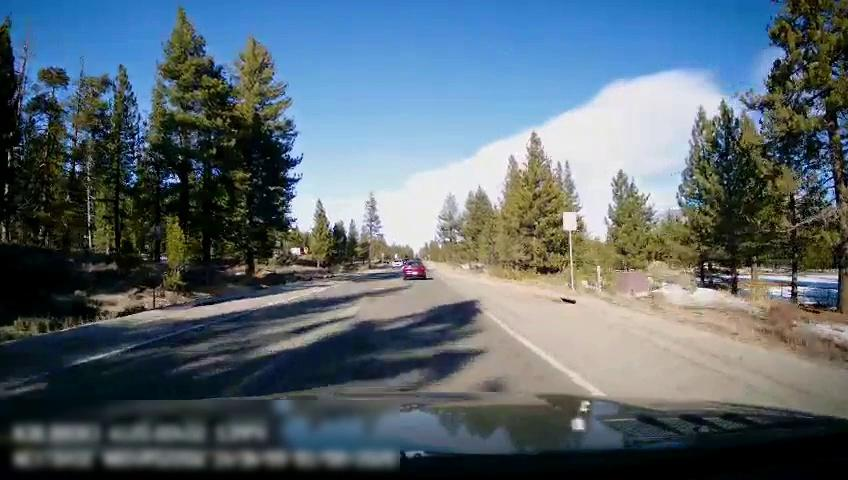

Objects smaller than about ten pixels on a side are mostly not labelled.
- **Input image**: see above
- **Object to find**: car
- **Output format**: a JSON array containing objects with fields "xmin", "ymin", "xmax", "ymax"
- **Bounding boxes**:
[{"xmin": 403, "ymin": 260, "xmax": 426, "ymax": 280}]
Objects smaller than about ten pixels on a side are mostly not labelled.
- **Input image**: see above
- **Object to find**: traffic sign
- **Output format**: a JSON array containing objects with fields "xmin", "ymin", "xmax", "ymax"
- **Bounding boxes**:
[{"xmin": 563, "ymin": 211, "xmax": 577, "ymax": 232}]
